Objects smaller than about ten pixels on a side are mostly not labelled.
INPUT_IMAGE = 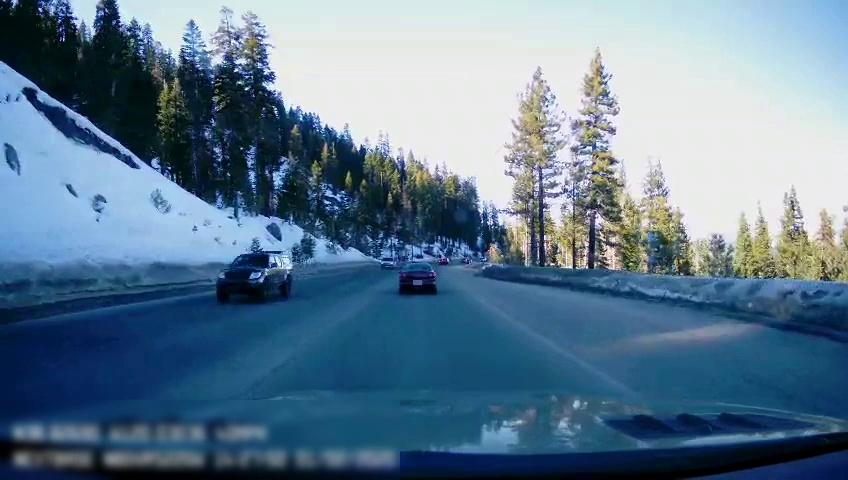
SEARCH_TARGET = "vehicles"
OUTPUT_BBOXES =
[398,263,439,295]
[217,252,292,304]
[379,256,396,270]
